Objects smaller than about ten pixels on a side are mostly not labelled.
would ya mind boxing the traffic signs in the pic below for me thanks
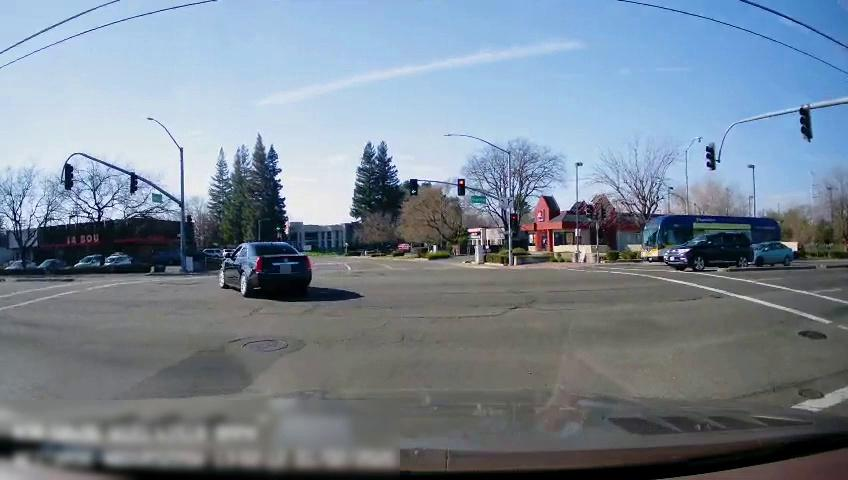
[471,195,487,204]
[151,193,163,203]
[499,197,513,209]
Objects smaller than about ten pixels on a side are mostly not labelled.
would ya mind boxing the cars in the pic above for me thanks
[5,261,34,272]
[100,256,131,269]
[73,255,108,269]
[752,243,794,267]
[36,259,66,270]
[218,241,312,298]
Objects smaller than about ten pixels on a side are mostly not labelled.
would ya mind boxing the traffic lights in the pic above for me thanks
[705,144,715,171]
[586,204,593,218]
[510,214,517,227]
[409,178,418,197]
[799,107,814,143]
[130,172,139,193]
[187,215,193,227]
[457,178,466,196]
[274,223,283,237]
[63,163,74,190]
[599,207,606,220]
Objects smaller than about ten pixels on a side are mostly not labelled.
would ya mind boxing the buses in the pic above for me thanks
[642,215,778,262]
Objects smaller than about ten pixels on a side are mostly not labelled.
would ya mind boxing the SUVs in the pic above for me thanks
[664,233,754,272]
